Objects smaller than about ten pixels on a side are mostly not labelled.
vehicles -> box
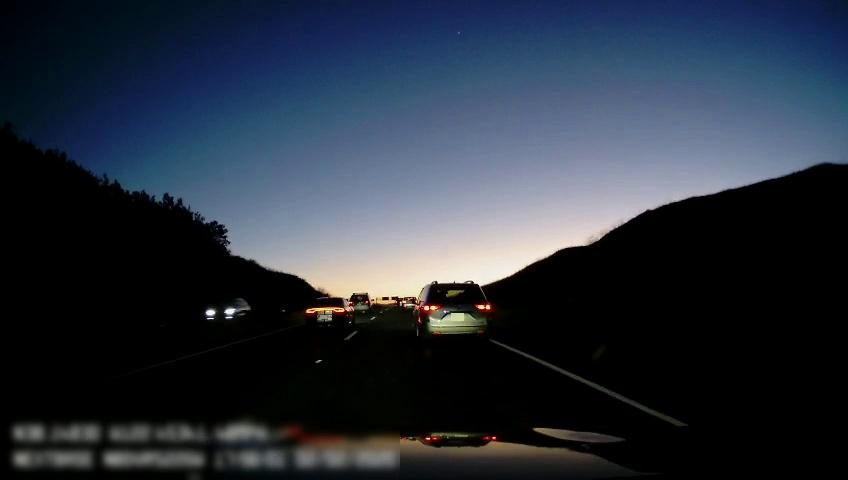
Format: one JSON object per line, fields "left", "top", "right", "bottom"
{"left": 347, "top": 292, "right": 375, "bottom": 315}
{"left": 401, "top": 296, "right": 421, "bottom": 312}
{"left": 304, "top": 296, "right": 355, "bottom": 331}
{"left": 203, "top": 296, "right": 251, "bottom": 325}
{"left": 409, "top": 280, "right": 494, "bottom": 344}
